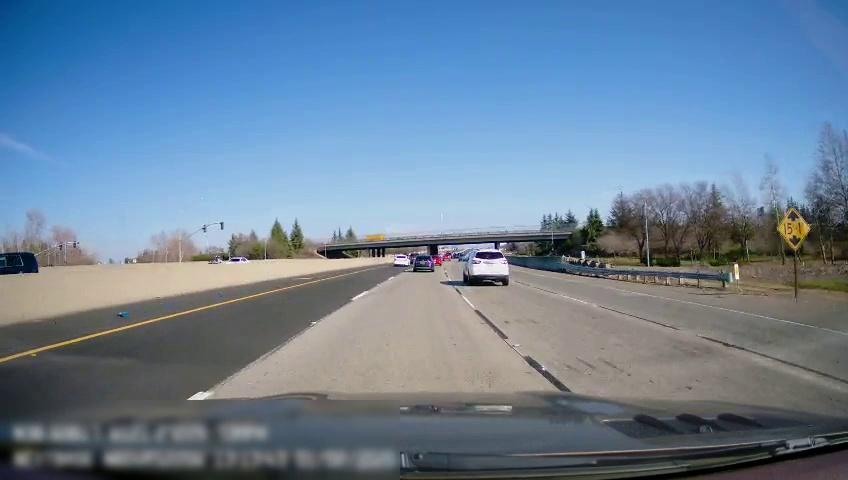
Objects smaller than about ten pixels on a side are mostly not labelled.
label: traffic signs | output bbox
[776,207,811,251]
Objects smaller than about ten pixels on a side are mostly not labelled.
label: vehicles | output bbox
[393,254,411,268]
[409,253,420,265]
[430,256,442,267]
[224,256,252,265]
[413,256,435,273]
[0,252,40,275]
[462,248,510,287]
